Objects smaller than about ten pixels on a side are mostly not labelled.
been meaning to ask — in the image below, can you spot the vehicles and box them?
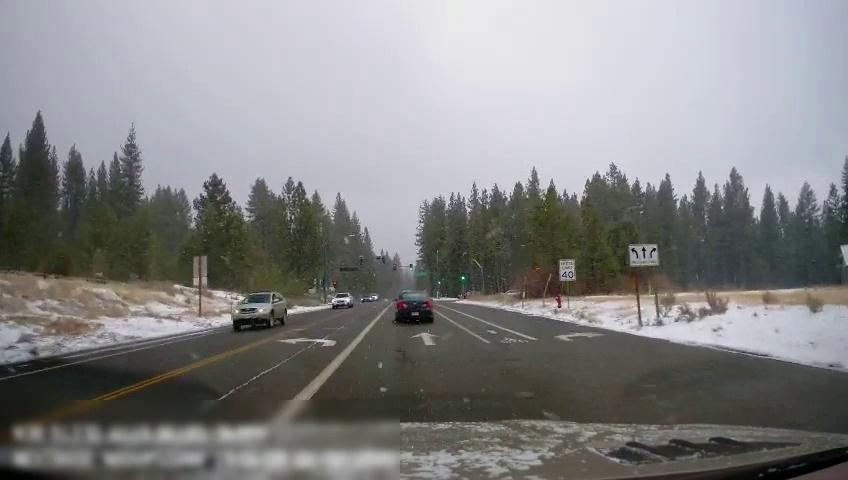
[360,295,374,303]
[456,290,480,300]
[499,289,521,298]
[331,292,354,310]
[231,291,288,333]
[395,294,433,324]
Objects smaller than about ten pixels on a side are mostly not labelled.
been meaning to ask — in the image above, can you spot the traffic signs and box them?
[415,272,427,277]
[558,258,576,282]
[629,243,659,266]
